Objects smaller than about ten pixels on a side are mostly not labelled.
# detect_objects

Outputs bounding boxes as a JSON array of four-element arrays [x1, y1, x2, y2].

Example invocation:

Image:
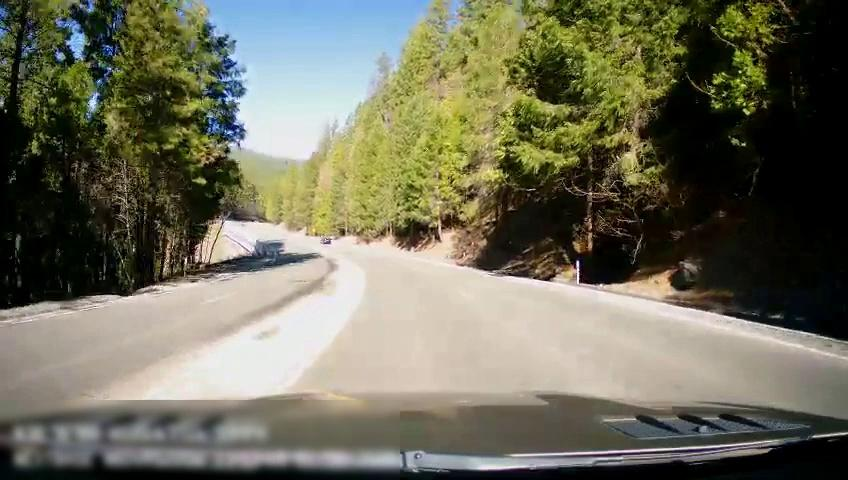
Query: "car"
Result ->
[[319, 234, 332, 245]]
